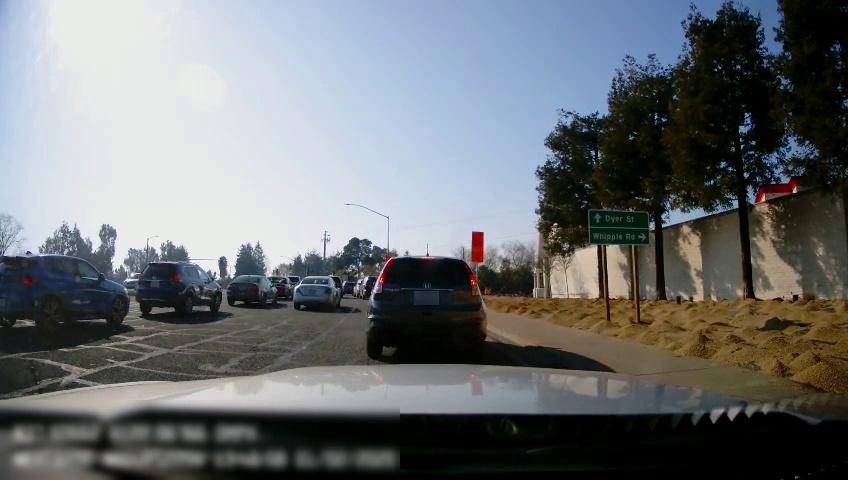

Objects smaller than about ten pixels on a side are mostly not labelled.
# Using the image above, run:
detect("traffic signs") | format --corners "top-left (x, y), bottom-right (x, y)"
top-left (471, 231), bottom-right (485, 264)
top-left (589, 211), bottom-right (651, 245)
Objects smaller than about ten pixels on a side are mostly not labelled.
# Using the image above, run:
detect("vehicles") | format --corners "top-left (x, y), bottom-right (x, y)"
top-left (363, 255), bottom-right (490, 363)
top-left (288, 275), bottom-right (303, 288)
top-left (265, 275), bottom-right (294, 300)
top-left (350, 279), bottom-right (364, 297)
top-left (0, 255), bottom-right (130, 336)
top-left (135, 262), bottom-right (224, 321)
top-left (328, 275), bottom-right (345, 299)
top-left (227, 275), bottom-right (279, 306)
top-left (359, 276), bottom-right (377, 300)
top-left (344, 280), bottom-right (355, 296)
top-left (293, 275), bottom-right (342, 313)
